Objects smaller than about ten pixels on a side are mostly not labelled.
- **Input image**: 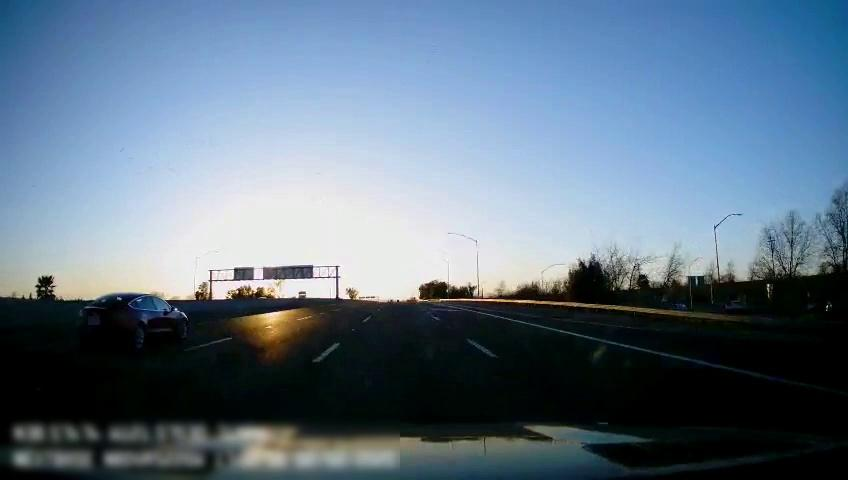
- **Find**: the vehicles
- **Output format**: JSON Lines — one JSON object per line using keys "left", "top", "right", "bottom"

{"left": 78, "top": 293, "right": 190, "bottom": 351}
{"left": 668, "top": 303, "right": 688, "bottom": 311}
